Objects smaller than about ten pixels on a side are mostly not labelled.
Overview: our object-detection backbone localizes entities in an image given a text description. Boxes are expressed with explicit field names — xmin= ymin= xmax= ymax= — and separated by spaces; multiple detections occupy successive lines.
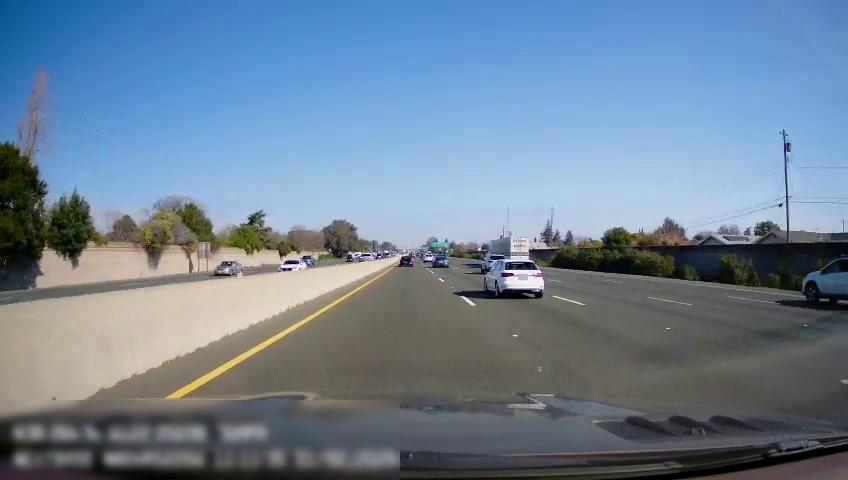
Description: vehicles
xmin=280 ymin=258 xmax=307 ymax=272
xmin=422 ymin=254 xmax=434 ymax=264
xmin=398 ymin=255 xmax=415 ymax=268
xmin=489 ymin=238 xmax=530 ymax=260
xmin=215 ymin=260 xmax=243 ymax=277
xmin=480 ymin=255 xmax=507 ymax=274
xmin=302 ymin=255 xmax=316 ymax=268
xmin=344 ymin=254 xmax=354 ymax=263
xmin=484 ymin=259 xmax=545 ymax=299
xmin=432 ymin=255 xmax=449 ymax=268
xmin=802 ymin=258 xmax=848 ymax=305
xmin=359 ymin=252 xmax=374 ymax=262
